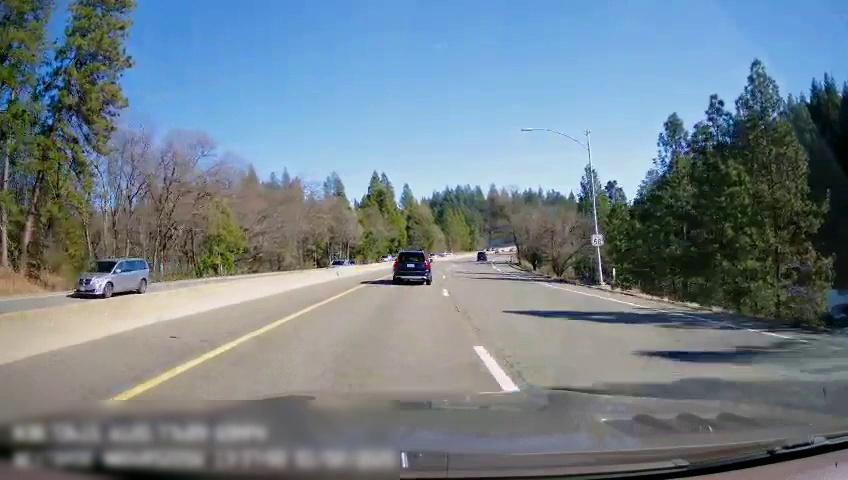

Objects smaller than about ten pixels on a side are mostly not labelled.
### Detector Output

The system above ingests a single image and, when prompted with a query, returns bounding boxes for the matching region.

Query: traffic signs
[591,233,605,247]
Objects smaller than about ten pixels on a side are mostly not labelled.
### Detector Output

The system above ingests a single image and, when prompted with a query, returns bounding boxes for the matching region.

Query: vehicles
[326,259,353,272]
[477,252,488,261]
[76,256,152,301]
[392,250,433,285]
